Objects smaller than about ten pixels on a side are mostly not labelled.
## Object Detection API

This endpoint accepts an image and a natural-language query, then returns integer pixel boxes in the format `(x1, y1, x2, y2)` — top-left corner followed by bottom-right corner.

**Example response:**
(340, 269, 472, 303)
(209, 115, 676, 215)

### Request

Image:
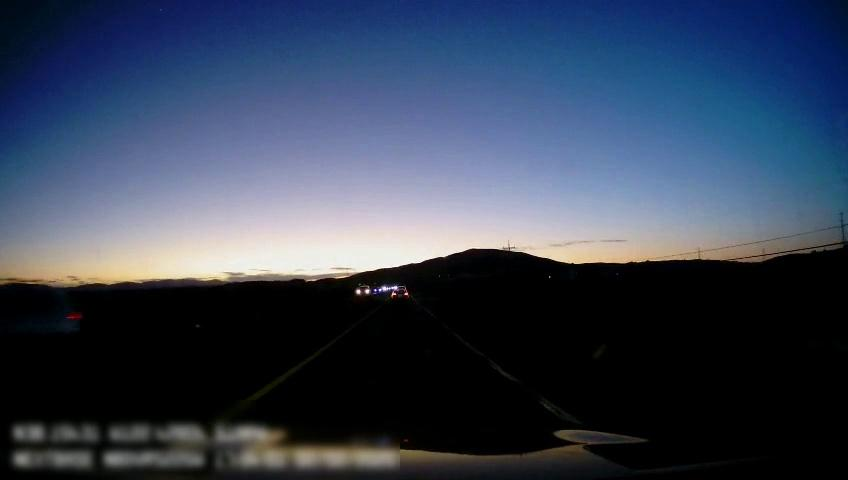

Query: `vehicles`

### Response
(390, 287, 410, 303)
(354, 285, 372, 297)
(0, 283, 83, 340)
